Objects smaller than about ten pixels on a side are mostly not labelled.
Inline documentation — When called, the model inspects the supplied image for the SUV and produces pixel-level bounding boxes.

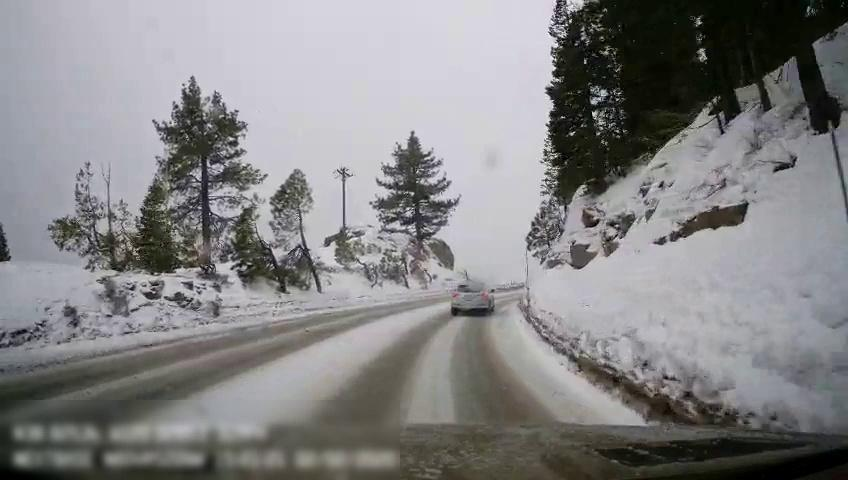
[449,283,496,317]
